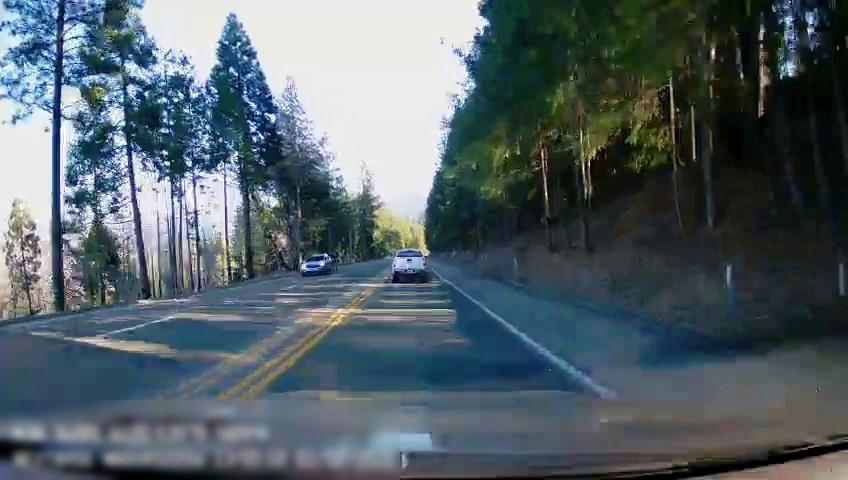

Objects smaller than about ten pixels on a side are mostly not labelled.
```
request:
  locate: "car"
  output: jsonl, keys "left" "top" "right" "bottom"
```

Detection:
{"left": 300, "top": 252, "right": 333, "bottom": 277}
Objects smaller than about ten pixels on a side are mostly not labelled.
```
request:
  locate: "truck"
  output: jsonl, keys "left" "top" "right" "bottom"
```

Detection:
{"left": 391, "top": 248, "right": 429, "bottom": 284}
